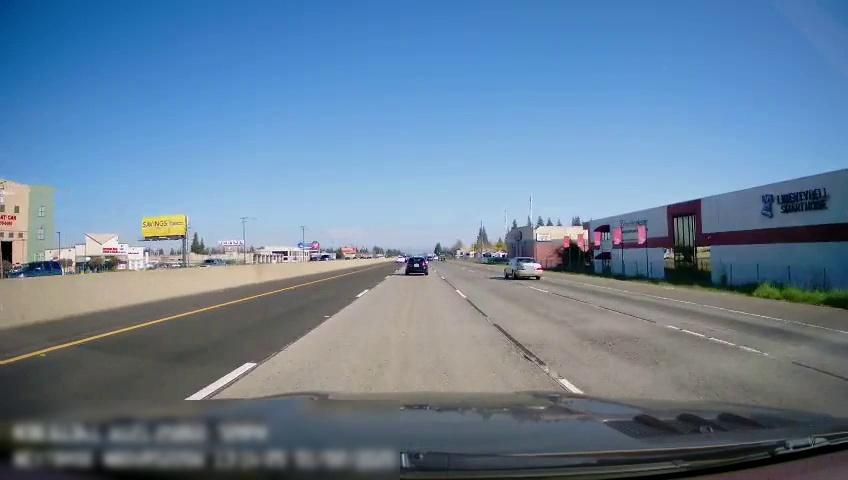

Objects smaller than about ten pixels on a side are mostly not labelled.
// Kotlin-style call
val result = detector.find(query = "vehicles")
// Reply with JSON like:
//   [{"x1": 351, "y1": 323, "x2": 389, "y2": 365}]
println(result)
[
  {"x1": 199, "y1": 258, "x2": 225, "y2": 268},
  {"x1": 6, "y1": 259, "x2": 63, "y2": 279},
  {"x1": 404, "y1": 256, "x2": 429, "y2": 276},
  {"x1": 504, "y1": 256, "x2": 544, "y2": 281},
  {"x1": 153, "y1": 261, "x2": 173, "y2": 270},
  {"x1": 318, "y1": 254, "x2": 336, "y2": 262}
]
